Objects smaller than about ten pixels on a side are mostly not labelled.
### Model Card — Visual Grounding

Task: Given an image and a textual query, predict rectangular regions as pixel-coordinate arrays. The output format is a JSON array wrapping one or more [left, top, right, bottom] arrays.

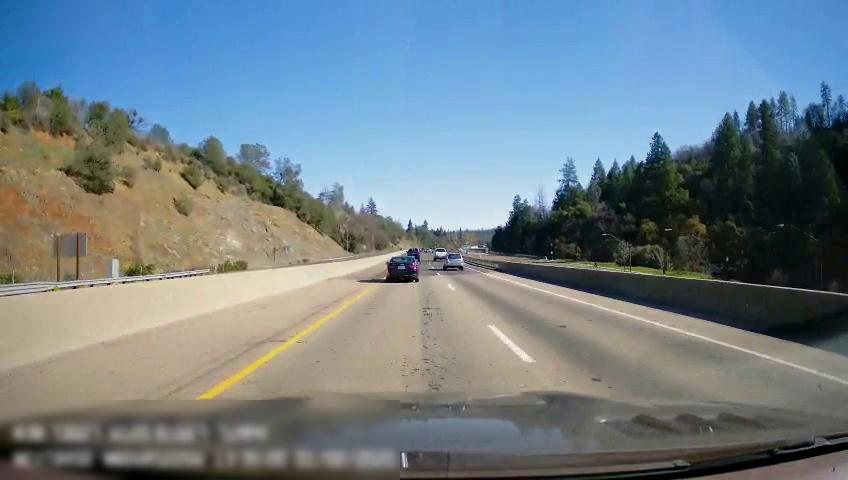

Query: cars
[[443, 252, 465, 271], [386, 253, 423, 283]]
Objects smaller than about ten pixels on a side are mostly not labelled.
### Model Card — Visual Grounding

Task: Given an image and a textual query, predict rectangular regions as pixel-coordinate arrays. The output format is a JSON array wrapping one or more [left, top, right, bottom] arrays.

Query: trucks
[[433, 247, 446, 262], [406, 247, 420, 259]]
